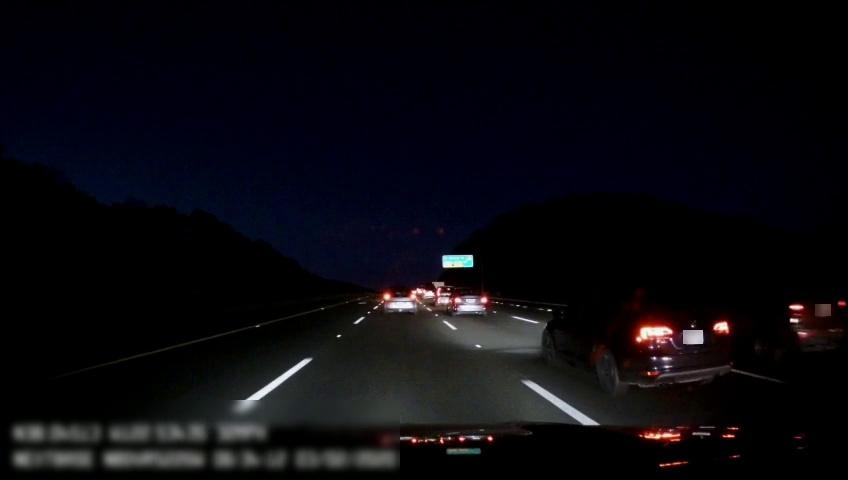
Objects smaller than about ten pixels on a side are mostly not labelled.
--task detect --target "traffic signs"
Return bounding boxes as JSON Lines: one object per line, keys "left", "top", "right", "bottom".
{"left": 442, "top": 254, "right": 474, "bottom": 268}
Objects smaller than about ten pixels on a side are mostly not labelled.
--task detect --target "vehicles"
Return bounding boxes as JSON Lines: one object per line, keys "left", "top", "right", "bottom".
{"left": 433, "top": 281, "right": 445, "bottom": 286}
{"left": 433, "top": 286, "right": 456, "bottom": 306}
{"left": 541, "top": 288, "right": 732, "bottom": 399}
{"left": 383, "top": 286, "right": 417, "bottom": 313}
{"left": 709, "top": 277, "right": 848, "bottom": 371}
{"left": 446, "top": 288, "right": 488, "bottom": 318}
